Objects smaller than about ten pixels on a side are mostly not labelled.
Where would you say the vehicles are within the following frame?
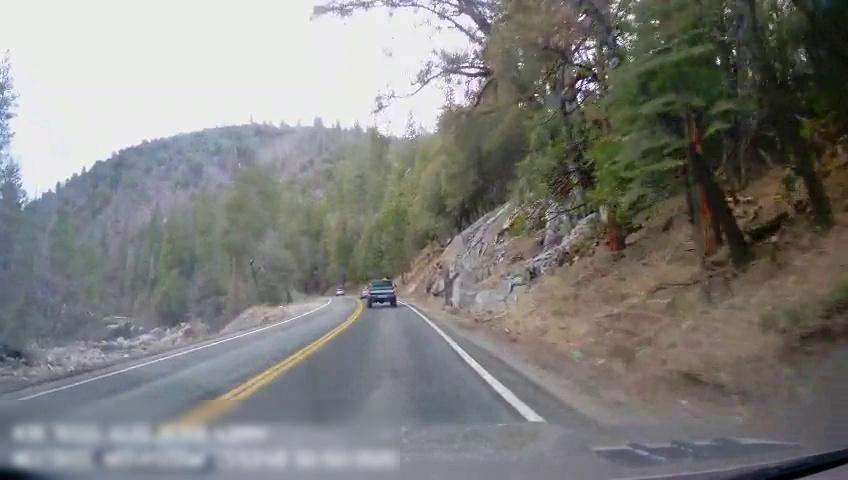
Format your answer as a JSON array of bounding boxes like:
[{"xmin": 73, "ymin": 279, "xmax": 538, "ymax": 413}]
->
[
  {"xmin": 366, "ymin": 280, "xmax": 398, "ymax": 309},
  {"xmin": 359, "ymin": 287, "xmax": 367, "ymax": 299}
]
